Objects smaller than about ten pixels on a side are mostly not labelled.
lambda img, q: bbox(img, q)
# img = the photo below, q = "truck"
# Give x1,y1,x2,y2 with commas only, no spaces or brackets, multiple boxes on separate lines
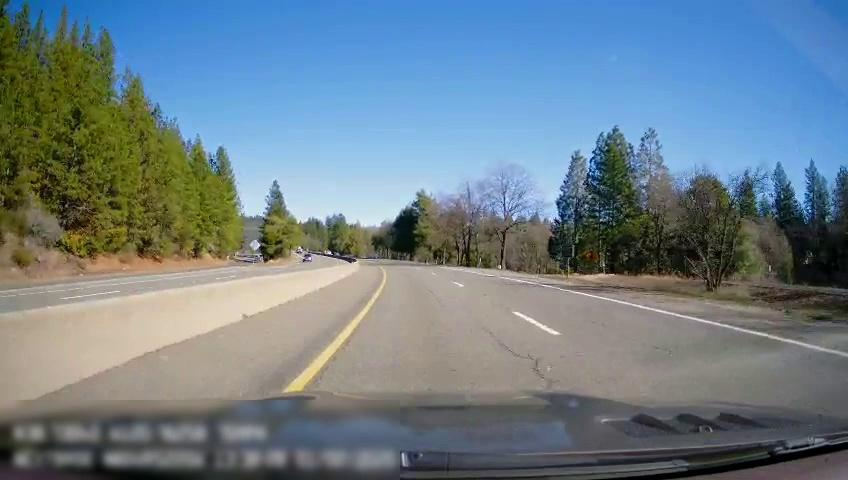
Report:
302,253,313,263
